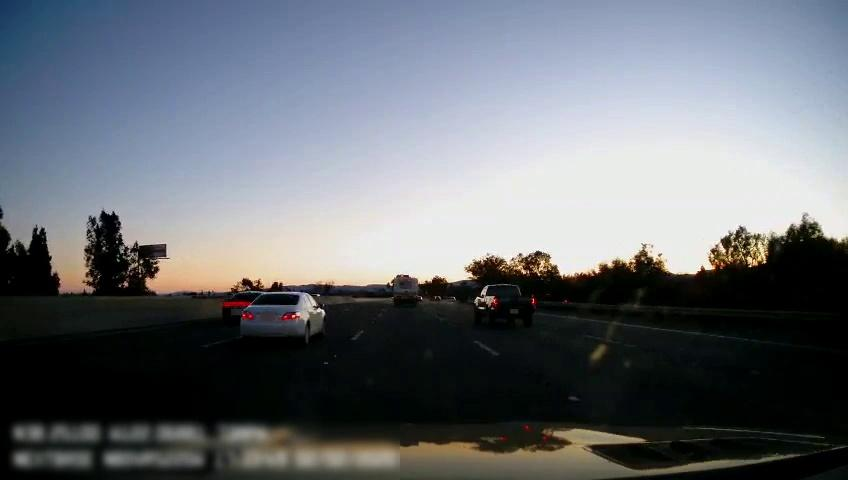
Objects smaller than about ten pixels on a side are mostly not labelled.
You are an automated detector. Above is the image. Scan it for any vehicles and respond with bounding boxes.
[393,278,417,307]
[222,291,263,323]
[473,284,535,328]
[310,293,321,297]
[240,291,327,347]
